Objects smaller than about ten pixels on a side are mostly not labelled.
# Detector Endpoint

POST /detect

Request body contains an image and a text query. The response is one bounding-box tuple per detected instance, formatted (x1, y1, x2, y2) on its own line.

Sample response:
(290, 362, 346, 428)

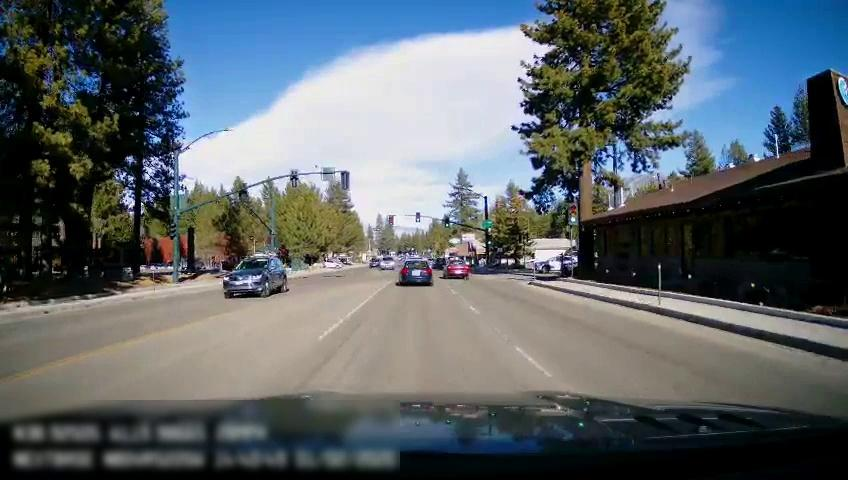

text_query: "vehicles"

(320, 260, 341, 268)
(433, 257, 447, 269)
(399, 259, 434, 287)
(537, 257, 577, 273)
(380, 256, 396, 270)
(443, 257, 471, 280)
(223, 254, 289, 299)
(368, 256, 383, 268)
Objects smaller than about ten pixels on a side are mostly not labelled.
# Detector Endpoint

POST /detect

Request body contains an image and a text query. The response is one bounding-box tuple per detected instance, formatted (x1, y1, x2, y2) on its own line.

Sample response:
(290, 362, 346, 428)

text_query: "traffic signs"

(482, 220, 492, 232)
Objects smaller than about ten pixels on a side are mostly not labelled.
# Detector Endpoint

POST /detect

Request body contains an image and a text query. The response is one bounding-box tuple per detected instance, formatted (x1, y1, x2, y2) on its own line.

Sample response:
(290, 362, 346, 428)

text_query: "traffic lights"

(387, 215, 395, 226)
(290, 171, 298, 186)
(241, 183, 248, 198)
(416, 212, 422, 224)
(443, 217, 450, 228)
(566, 205, 579, 226)
(340, 171, 352, 189)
